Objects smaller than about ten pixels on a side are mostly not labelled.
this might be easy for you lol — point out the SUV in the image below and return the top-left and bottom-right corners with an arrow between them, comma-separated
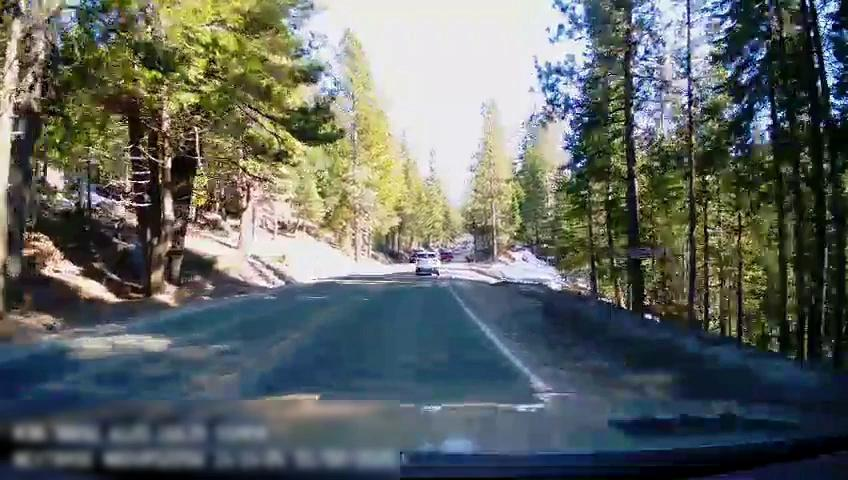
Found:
415,252 -> 441,277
